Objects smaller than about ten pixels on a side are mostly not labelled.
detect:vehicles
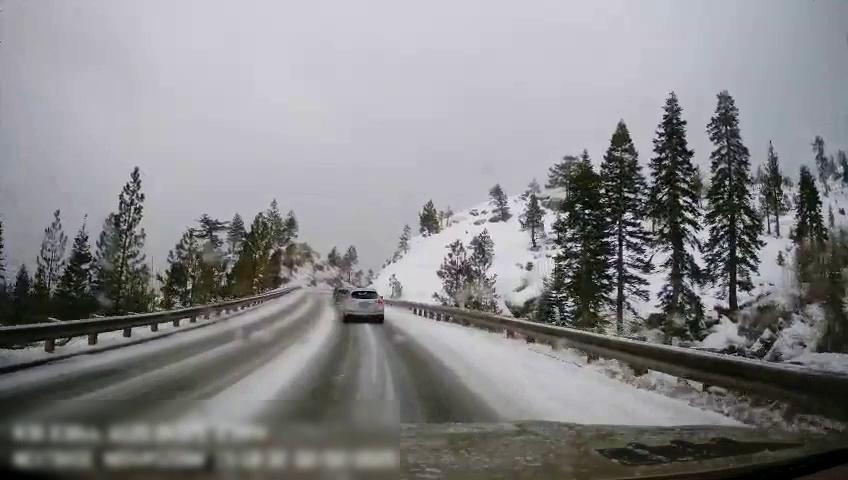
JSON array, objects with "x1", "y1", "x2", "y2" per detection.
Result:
[
  {"x1": 335, "y1": 287, "x2": 351, "y2": 302},
  {"x1": 342, "y1": 288, "x2": 384, "y2": 324}
]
